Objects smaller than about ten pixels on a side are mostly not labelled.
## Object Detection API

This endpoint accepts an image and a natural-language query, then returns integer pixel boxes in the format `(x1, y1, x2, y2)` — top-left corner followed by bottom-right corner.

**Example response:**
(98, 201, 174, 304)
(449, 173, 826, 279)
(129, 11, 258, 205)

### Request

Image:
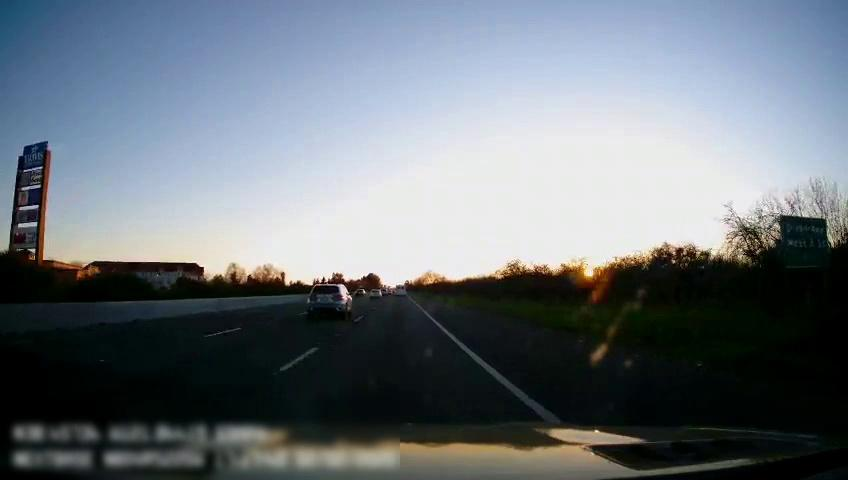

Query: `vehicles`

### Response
(354, 288, 366, 297)
(306, 282, 354, 323)
(395, 285, 407, 296)
(369, 288, 383, 300)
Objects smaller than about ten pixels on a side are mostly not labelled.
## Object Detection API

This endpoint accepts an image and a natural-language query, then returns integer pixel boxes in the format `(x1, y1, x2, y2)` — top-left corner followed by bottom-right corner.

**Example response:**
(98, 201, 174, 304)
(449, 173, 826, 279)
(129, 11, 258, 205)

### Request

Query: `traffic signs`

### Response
(779, 214, 829, 269)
